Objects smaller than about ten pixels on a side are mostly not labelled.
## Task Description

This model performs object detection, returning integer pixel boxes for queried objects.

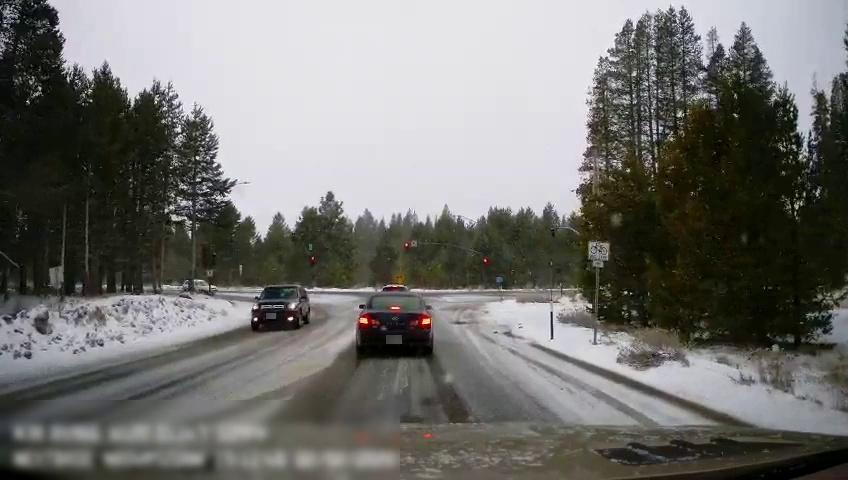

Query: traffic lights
[483,258,488,269]
[212,252,217,265]
[404,242,410,253]
[310,256,316,267]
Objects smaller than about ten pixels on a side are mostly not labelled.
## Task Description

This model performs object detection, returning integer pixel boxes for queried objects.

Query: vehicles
[380,285,410,293]
[356,292,433,357]
[182,280,218,295]
[250,285,311,331]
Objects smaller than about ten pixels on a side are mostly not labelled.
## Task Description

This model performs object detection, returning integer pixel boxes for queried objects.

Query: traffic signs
[588,242,610,261]
[593,261,604,268]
